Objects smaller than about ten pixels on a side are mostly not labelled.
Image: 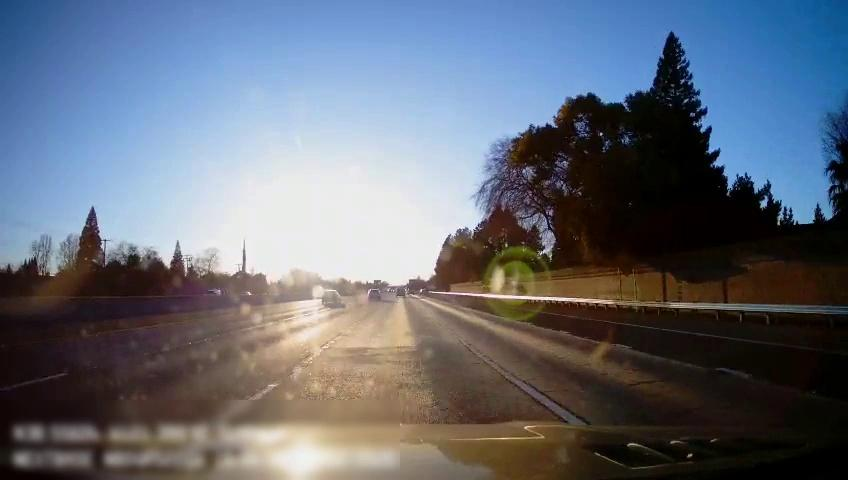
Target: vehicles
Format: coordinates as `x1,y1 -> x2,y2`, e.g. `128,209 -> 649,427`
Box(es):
367,288 -> 383,302
395,287 -> 407,298
321,289 -> 342,306
238,291 -> 252,296
201,289 -> 222,296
